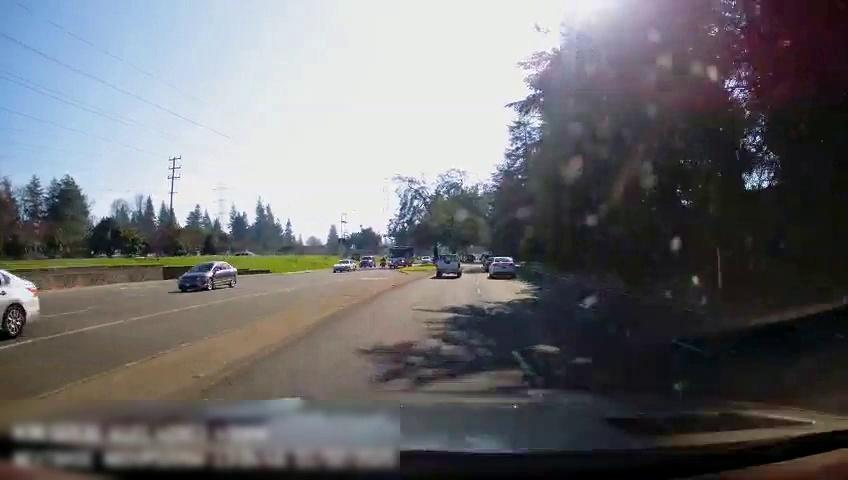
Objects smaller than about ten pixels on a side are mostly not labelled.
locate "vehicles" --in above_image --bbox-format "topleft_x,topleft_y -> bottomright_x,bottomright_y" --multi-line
177,260 -> 238,293
235,251 -> 256,256
488,256 -> 516,279
387,247 -> 417,269
482,256 -> 493,272
359,255 -> 376,268
434,253 -> 463,278
333,259 -> 358,273
0,267 -> 42,340
421,255 -> 432,265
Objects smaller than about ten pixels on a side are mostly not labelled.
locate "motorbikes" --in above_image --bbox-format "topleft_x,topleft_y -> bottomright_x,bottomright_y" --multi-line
378,256 -> 388,270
